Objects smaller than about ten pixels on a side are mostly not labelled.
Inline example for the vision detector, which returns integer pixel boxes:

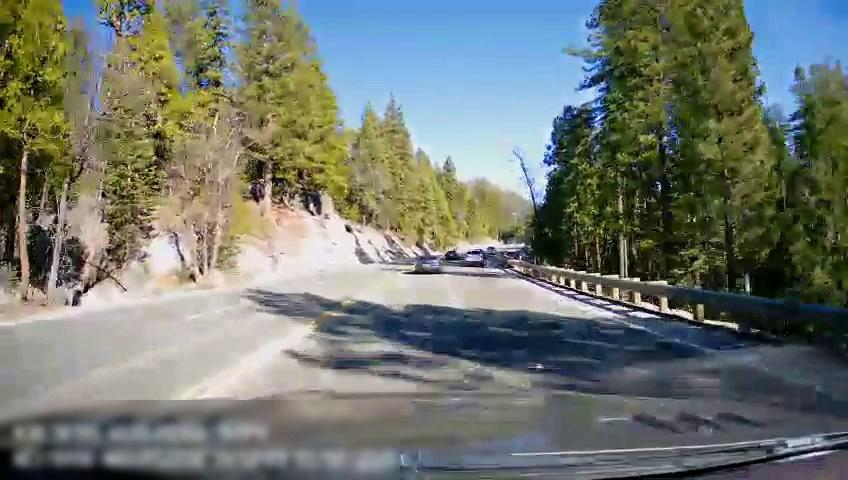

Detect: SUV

[464,250,485,268]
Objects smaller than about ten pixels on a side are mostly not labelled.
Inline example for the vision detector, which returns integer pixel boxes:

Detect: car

[416,255,441,274]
